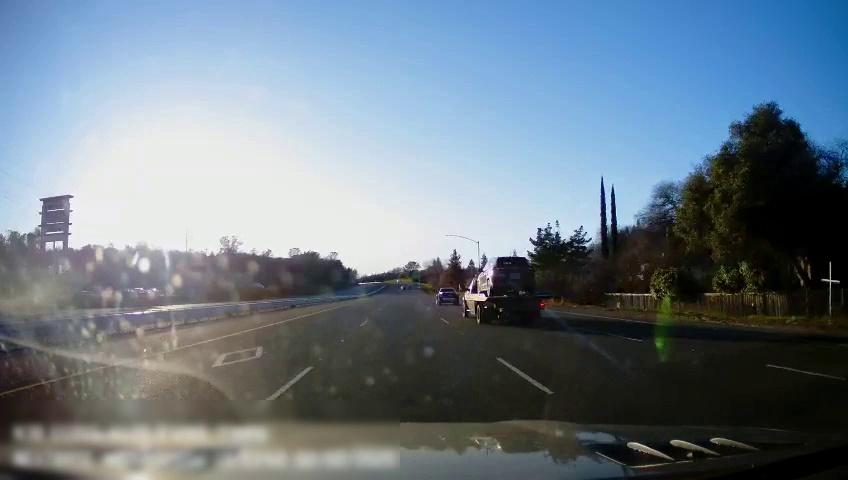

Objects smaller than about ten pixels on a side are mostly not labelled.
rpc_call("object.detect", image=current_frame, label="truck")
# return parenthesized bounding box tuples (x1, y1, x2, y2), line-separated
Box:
(459, 256, 553, 326)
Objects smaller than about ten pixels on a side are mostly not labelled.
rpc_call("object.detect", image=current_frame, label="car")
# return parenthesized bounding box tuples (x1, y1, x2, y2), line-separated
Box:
(435, 288, 459, 305)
